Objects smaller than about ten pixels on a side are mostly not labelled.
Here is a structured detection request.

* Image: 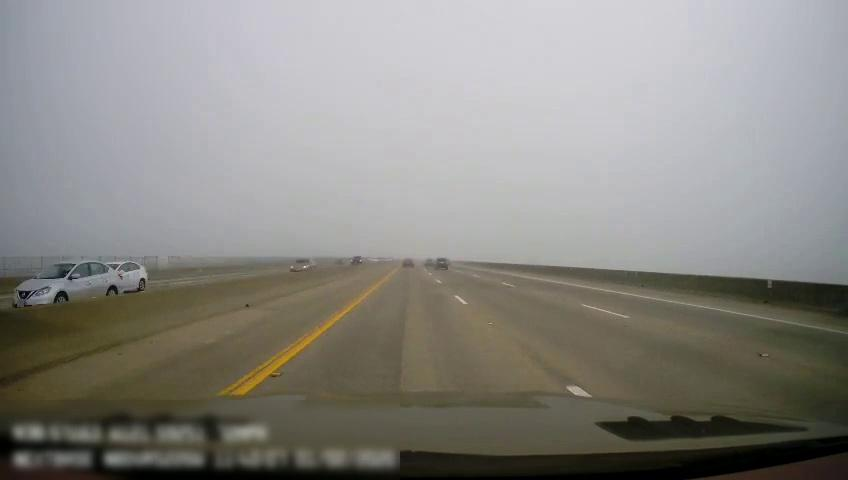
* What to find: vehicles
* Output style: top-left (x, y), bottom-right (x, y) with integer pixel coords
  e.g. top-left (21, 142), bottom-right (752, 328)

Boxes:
top-left (433, 257), bottom-right (449, 270)
top-left (423, 258), bottom-right (434, 267)
top-left (402, 257), bottom-right (415, 268)
top-left (289, 258), bottom-right (320, 273)
top-left (349, 255), bottom-right (366, 266)
top-left (11, 259), bottom-right (127, 311)
top-left (103, 259), bottom-right (150, 294)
